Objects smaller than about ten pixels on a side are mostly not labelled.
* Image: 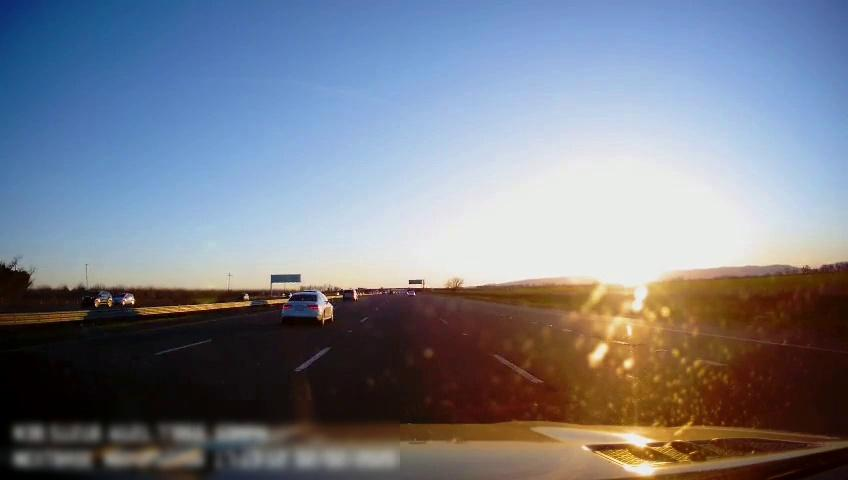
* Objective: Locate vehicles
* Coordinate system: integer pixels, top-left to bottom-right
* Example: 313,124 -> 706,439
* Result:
342,289 -> 358,301
281,292 -> 334,326
81,290 -> 113,308
235,293 -> 250,302
112,293 -> 135,306
302,289 -> 321,293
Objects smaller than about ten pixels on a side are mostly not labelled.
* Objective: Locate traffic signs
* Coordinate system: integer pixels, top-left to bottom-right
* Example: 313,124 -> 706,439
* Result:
408,279 -> 422,284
